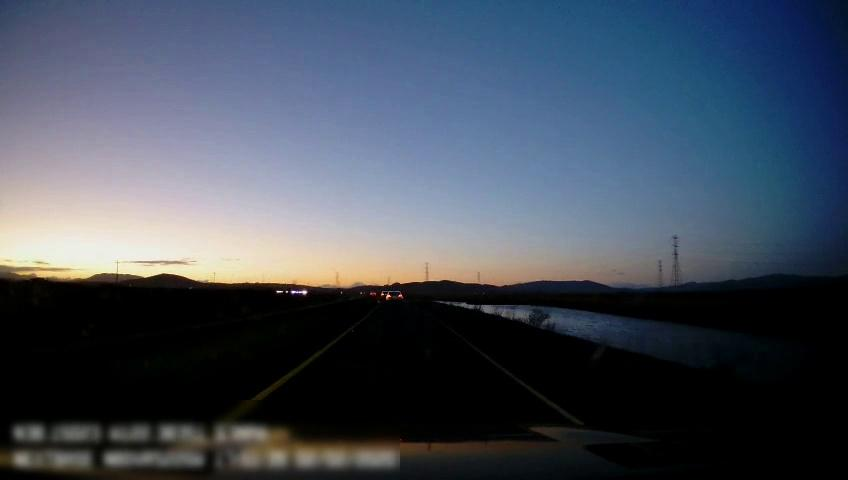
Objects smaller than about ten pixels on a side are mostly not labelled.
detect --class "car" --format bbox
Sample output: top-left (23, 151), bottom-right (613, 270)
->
top-left (385, 290), bottom-right (403, 303)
